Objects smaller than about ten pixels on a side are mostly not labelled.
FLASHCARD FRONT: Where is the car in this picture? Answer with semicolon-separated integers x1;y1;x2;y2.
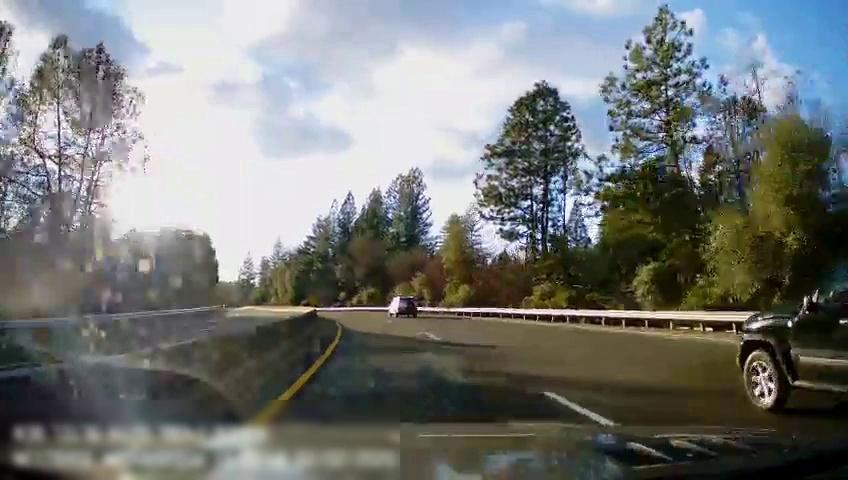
388;295;418;319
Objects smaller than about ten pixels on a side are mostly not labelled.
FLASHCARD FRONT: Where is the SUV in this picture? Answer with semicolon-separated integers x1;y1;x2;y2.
734;262;848;412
